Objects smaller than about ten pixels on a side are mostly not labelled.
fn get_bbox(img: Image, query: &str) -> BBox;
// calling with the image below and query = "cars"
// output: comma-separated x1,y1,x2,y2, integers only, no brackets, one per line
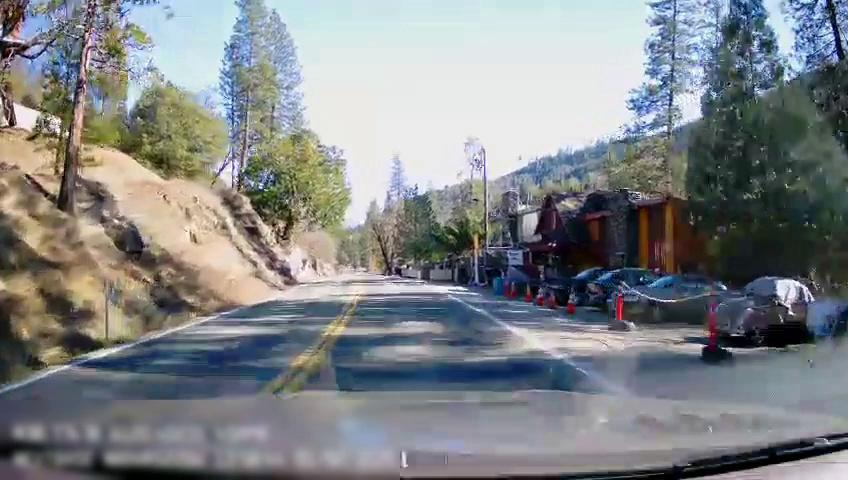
542,265,627,305
708,274,817,348
583,268,663,313
608,272,737,323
